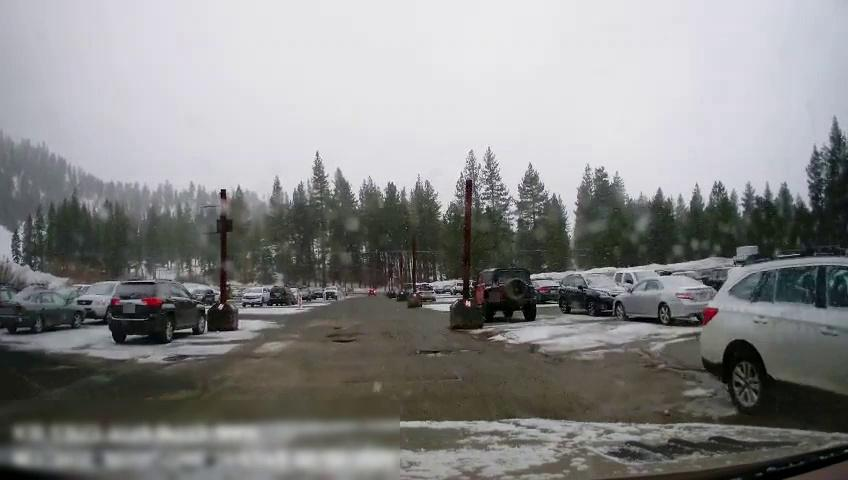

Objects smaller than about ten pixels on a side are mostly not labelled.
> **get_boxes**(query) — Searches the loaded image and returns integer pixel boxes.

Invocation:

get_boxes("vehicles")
[69,281,117,325]
[241,287,267,308]
[699,256,848,414]
[470,267,537,323]
[532,279,559,303]
[267,285,297,306]
[416,284,436,302]
[191,289,217,306]
[612,275,718,327]
[0,289,87,336]
[558,273,629,316]
[614,269,661,289]
[0,285,19,300]
[107,281,207,345]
